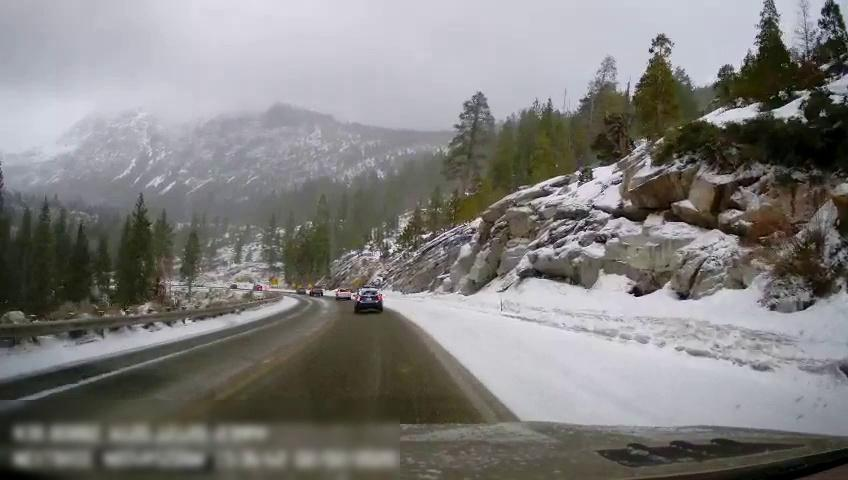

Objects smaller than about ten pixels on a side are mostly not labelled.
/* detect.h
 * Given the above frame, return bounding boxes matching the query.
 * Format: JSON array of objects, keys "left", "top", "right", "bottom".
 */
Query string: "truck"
[{"left": 309, "top": 285, "right": 324, "bottom": 297}]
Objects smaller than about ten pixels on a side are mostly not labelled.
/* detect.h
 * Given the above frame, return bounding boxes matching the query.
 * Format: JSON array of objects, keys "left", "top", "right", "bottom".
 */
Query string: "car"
[{"left": 335, "top": 287, "right": 352, "bottom": 301}]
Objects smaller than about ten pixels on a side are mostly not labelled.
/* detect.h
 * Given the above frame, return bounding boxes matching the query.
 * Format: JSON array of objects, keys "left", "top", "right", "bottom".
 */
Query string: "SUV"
[{"left": 353, "top": 286, "right": 384, "bottom": 315}]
